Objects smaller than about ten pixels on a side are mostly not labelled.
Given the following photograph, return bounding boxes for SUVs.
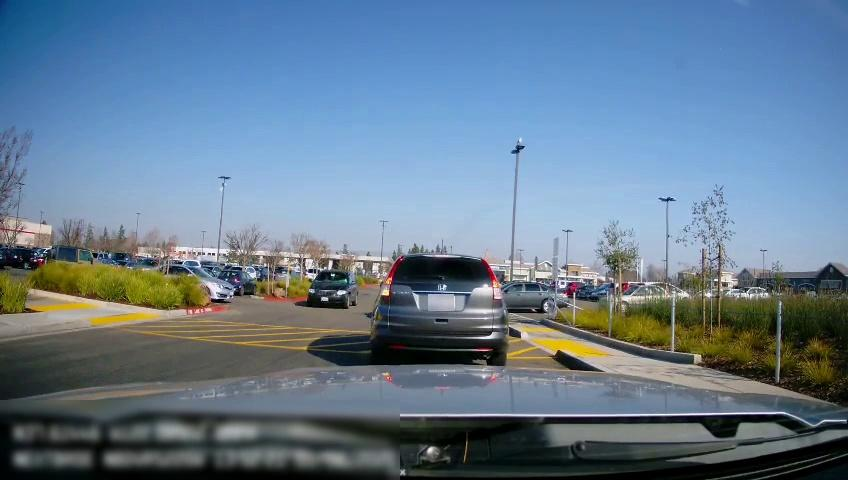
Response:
[305,269,360,310]
[370,253,508,368]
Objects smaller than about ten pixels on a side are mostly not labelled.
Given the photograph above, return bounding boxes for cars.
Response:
[499,281,571,315]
